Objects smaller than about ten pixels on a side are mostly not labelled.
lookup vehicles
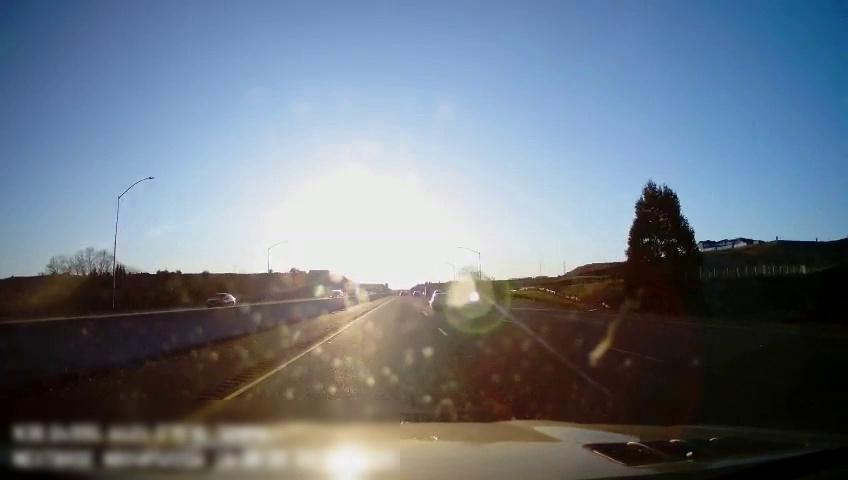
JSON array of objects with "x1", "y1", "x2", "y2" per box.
[
  {"x1": 329, "y1": 290, "x2": 344, "y2": 299},
  {"x1": 206, "y1": 293, "x2": 236, "y2": 309},
  {"x1": 429, "y1": 293, "x2": 450, "y2": 310}
]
